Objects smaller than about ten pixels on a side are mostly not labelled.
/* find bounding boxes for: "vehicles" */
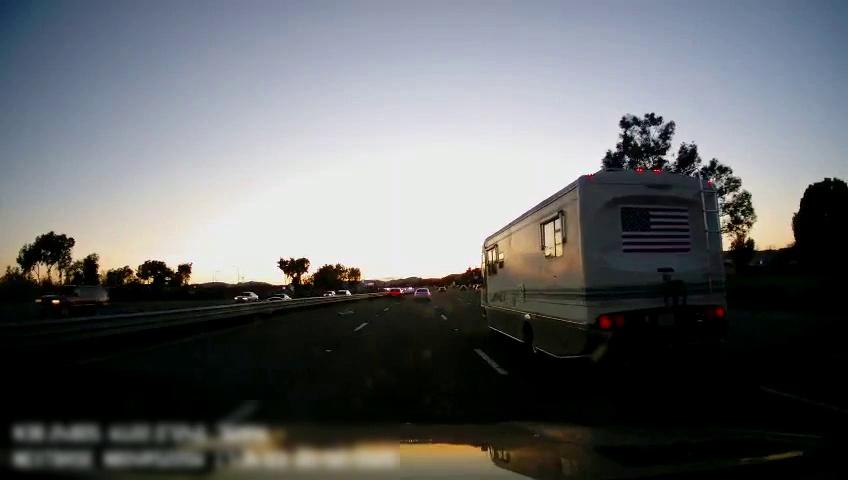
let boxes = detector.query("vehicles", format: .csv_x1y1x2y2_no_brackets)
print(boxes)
414,288,431,302
323,291,336,298
387,288,405,299
33,284,111,319
234,292,259,303
266,294,293,303
474,168,729,365
333,290,352,298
